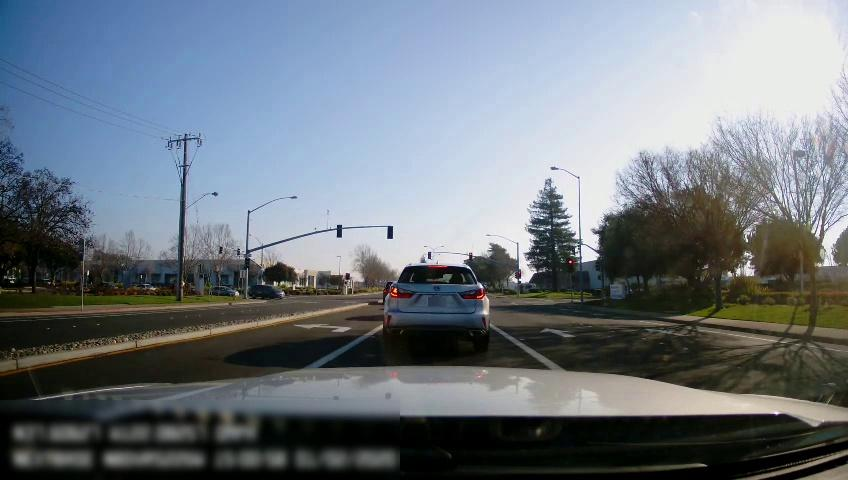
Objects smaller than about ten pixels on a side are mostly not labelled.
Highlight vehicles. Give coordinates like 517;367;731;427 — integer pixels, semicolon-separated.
250;285;285;299
383;263;490;351
210;285;240;297
382;280;396;305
